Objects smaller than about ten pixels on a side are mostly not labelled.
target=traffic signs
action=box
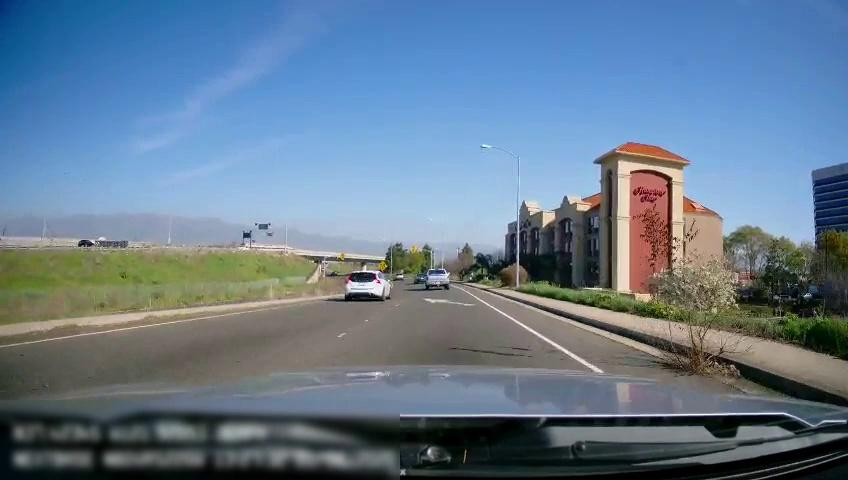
[377,261,388,273]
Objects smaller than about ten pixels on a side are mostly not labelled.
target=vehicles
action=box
[413,273,427,285]
[424,268,451,291]
[392,272,404,282]
[344,270,392,302]
[77,239,95,248]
